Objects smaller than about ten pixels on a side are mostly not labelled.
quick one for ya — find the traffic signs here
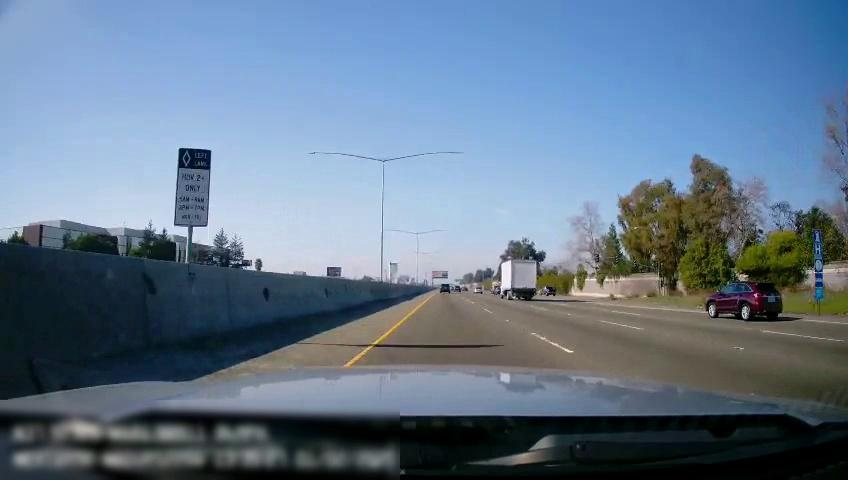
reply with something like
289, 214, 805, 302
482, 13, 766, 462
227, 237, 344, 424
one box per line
814, 259, 824, 272
814, 272, 824, 286
173, 147, 211, 228
814, 230, 824, 245
814, 286, 824, 301
814, 245, 824, 259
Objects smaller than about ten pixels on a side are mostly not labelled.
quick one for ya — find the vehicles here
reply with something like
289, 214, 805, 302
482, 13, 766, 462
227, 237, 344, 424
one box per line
439, 283, 451, 293
498, 259, 537, 300
704, 281, 783, 321
540, 287, 556, 296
